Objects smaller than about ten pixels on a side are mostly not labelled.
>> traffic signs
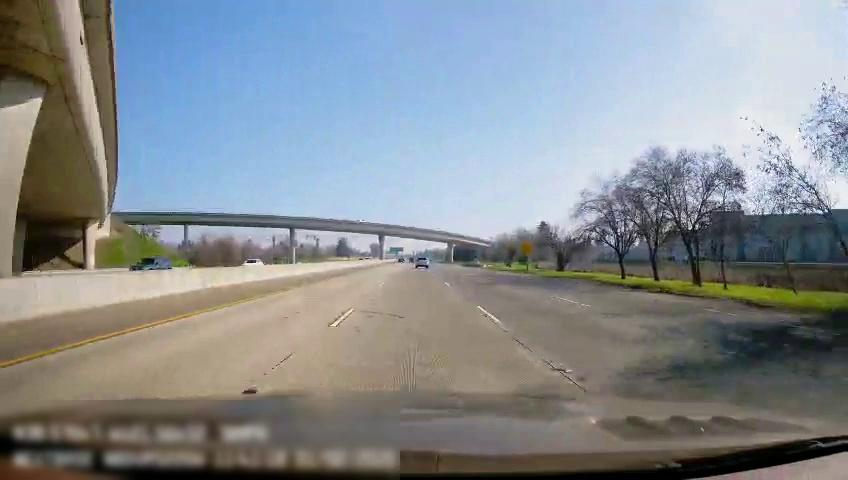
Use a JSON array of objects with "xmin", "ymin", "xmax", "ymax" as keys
[
  {"xmin": 519, "ymin": 240, "xmax": 535, "ymax": 256},
  {"xmin": 388, "ymin": 247, "xmax": 405, "ymax": 253}
]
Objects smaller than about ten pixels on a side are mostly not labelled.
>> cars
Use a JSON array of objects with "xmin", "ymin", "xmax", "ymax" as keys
[{"xmin": 242, "ymin": 258, "xmax": 264, "ymax": 267}]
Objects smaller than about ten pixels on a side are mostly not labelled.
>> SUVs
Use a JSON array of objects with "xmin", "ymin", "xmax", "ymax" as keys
[
  {"xmin": 128, "ymin": 256, "xmax": 173, "ymax": 272},
  {"xmin": 415, "ymin": 257, "xmax": 429, "ymax": 268}
]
